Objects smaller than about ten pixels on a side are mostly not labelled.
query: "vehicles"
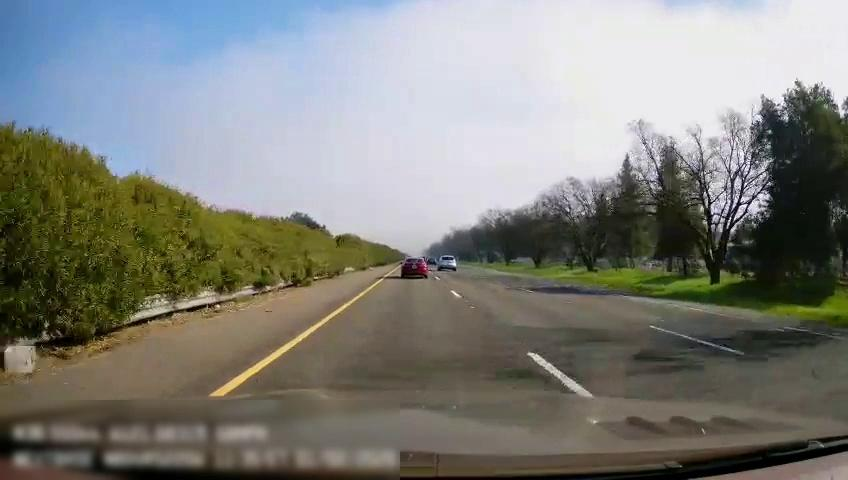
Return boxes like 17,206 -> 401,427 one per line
401,258 -> 428,280
436,255 -> 457,272
426,258 -> 437,266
